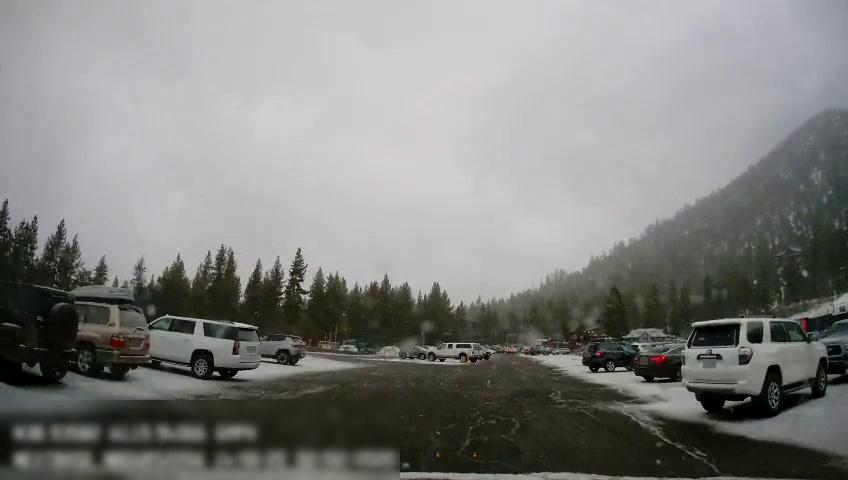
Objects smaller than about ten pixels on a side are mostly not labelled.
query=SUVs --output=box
[680,317,830,415]
[148,314,261,381]
[0,282,81,384]
[66,300,153,378]
[259,334,306,366]
[581,342,635,373]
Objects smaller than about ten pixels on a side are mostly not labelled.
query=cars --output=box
[399,347,427,361]
[635,343,682,383]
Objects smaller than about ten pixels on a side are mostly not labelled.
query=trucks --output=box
[819,319,848,386]
[427,342,482,364]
